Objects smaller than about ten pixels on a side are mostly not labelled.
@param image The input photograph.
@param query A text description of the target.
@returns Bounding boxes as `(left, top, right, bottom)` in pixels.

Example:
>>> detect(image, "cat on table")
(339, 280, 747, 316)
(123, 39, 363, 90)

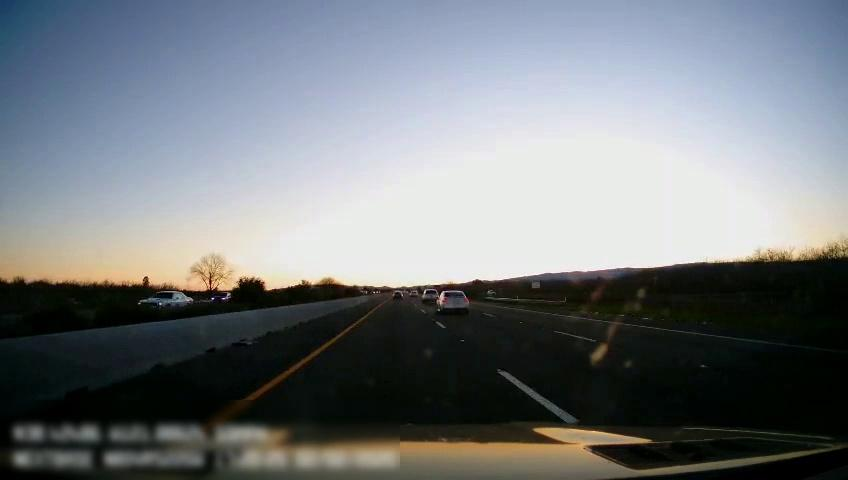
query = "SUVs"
(391, 291, 404, 301)
(421, 288, 439, 303)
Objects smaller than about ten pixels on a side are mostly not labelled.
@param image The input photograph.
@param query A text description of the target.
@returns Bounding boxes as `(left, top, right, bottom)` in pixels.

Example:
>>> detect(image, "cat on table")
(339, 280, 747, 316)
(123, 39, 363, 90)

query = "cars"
(138, 290, 194, 312)
(211, 291, 232, 303)
(435, 290, 470, 316)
